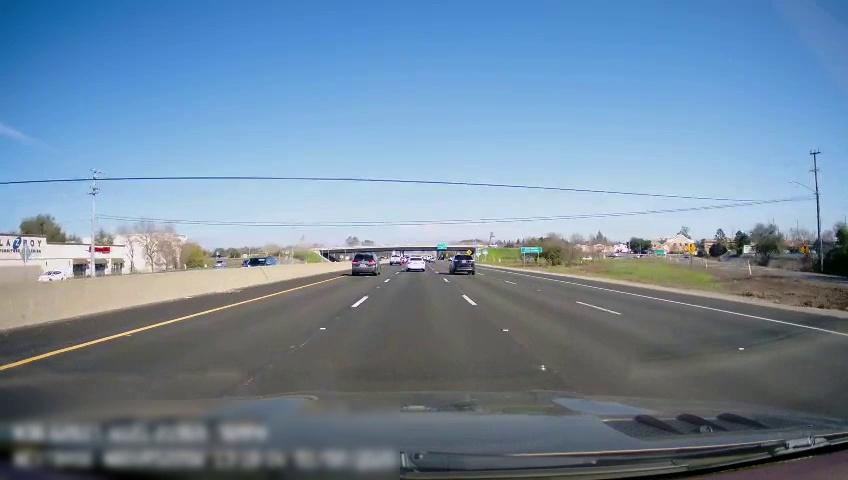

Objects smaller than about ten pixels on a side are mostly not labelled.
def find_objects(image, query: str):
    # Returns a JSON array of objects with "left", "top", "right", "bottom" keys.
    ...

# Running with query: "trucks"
[{"left": 389, "top": 255, "right": 402, "bottom": 267}]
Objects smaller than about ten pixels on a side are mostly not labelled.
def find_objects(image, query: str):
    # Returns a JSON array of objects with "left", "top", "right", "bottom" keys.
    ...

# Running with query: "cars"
[
  {"left": 37, "top": 270, "right": 66, "bottom": 283},
  {"left": 406, "top": 257, "right": 425, "bottom": 272}
]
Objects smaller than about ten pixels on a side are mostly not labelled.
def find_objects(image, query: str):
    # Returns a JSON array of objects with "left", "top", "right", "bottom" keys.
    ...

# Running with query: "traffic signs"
[
  {"left": 798, "top": 242, "right": 812, "bottom": 257},
  {"left": 684, "top": 242, "right": 697, "bottom": 254}
]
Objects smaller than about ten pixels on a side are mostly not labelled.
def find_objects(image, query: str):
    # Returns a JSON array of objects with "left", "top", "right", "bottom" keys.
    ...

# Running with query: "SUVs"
[
  {"left": 448, "top": 255, "right": 475, "bottom": 276},
  {"left": 351, "top": 252, "right": 381, "bottom": 277},
  {"left": 241, "top": 256, "right": 278, "bottom": 269}
]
